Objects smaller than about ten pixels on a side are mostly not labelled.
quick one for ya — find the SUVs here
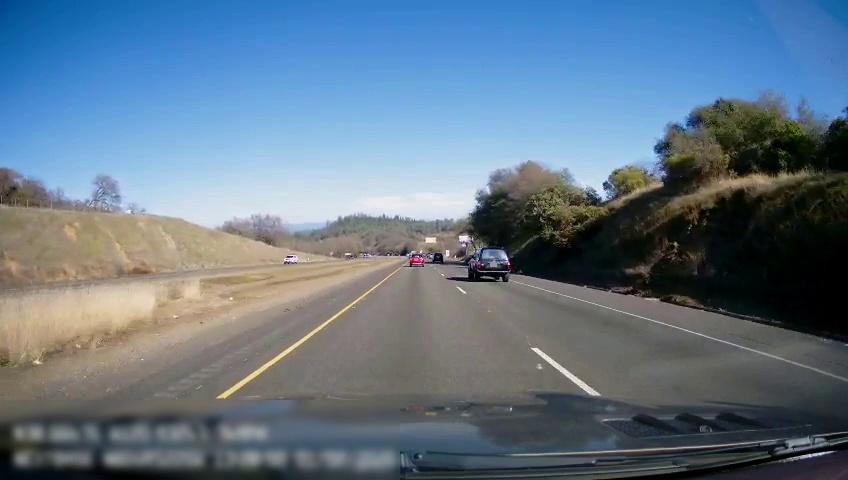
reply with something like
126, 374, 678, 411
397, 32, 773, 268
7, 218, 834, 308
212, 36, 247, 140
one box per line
466, 246, 510, 282
431, 252, 445, 265
408, 253, 426, 268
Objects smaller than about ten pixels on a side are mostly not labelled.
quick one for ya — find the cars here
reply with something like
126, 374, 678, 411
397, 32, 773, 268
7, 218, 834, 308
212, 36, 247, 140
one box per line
283, 255, 299, 265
